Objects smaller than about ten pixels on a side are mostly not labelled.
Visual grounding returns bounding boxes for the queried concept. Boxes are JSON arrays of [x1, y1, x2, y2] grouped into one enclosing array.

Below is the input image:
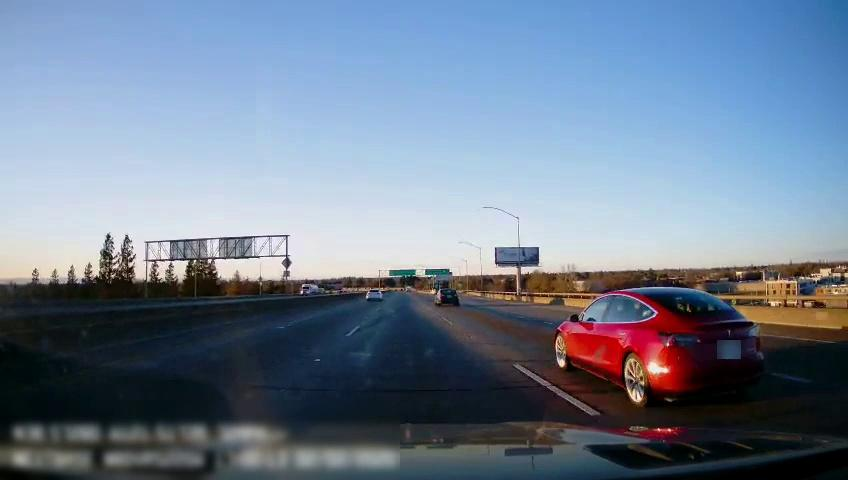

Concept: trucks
[[300, 283, 318, 296]]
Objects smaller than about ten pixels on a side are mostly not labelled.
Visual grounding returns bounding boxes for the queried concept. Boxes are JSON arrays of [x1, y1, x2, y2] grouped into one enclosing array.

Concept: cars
[[366, 288, 383, 302], [552, 287, 767, 409], [435, 288, 460, 306]]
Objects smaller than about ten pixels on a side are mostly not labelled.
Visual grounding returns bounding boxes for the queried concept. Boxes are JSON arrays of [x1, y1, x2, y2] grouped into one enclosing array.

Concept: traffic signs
[[389, 269, 417, 276], [424, 268, 450, 276]]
